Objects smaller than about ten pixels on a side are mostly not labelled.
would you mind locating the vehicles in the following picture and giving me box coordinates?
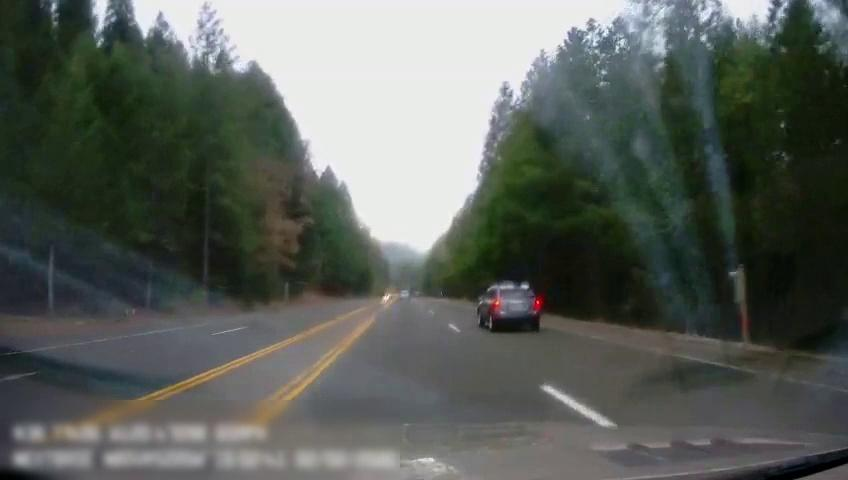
[477,286,543,333]
[397,290,411,302]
